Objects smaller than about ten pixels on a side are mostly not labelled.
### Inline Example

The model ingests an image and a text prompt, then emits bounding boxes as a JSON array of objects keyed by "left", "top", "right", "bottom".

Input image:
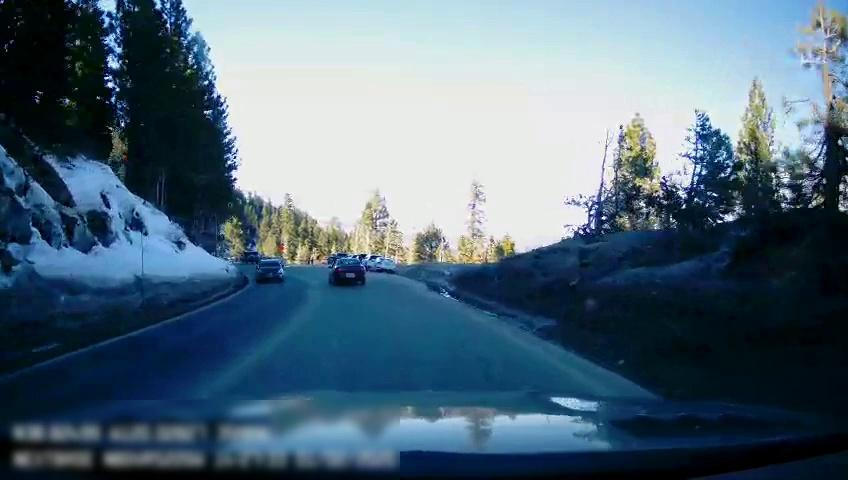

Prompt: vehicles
[
  {"left": 240, "top": 251, "right": 259, "bottom": 264},
  {"left": 361, "top": 254, "right": 378, "bottom": 271},
  {"left": 328, "top": 259, "right": 366, "bottom": 287},
  {"left": 328, "top": 254, "right": 349, "bottom": 269},
  {"left": 367, "top": 256, "right": 395, "bottom": 273},
  {"left": 254, "top": 257, "right": 286, "bottom": 283},
  {"left": 353, "top": 254, "right": 367, "bottom": 263}
]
